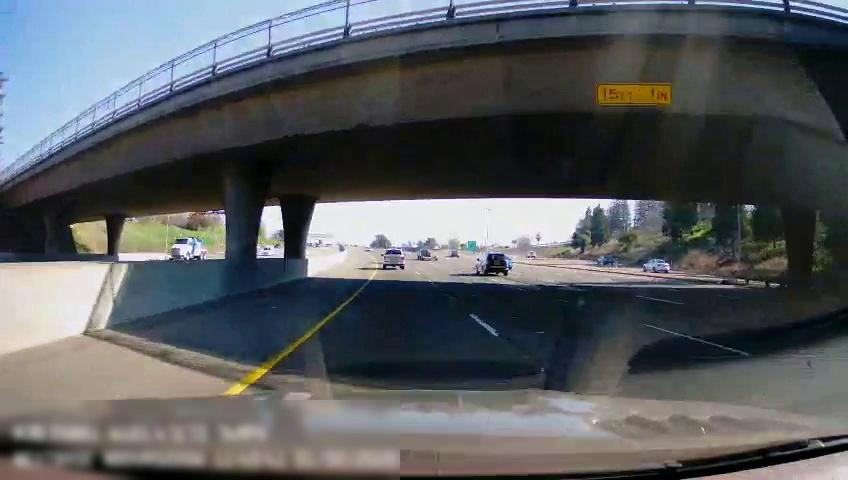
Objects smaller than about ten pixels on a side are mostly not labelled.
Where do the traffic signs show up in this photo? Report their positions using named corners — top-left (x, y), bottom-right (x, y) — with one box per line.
top-left (466, 240), bottom-right (477, 252)
top-left (595, 79), bottom-right (673, 106)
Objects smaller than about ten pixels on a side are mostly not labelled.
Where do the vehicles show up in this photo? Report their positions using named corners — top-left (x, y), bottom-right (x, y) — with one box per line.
top-left (421, 254), bottom-right (438, 262)
top-left (475, 251), bottom-right (509, 277)
top-left (417, 249), bottom-right (431, 261)
top-left (380, 247), bottom-right (406, 270)
top-left (502, 255), bottom-right (513, 271)
top-left (171, 236), bottom-right (209, 262)
top-left (643, 258), bottom-right (671, 274)
top-left (595, 255), bottom-right (616, 265)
